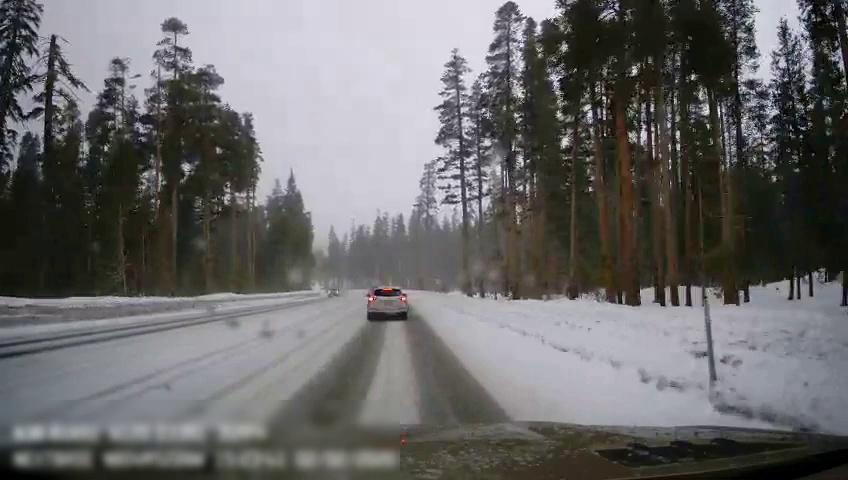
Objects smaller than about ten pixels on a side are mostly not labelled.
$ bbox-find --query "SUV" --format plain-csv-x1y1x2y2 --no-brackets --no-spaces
366,287,409,321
